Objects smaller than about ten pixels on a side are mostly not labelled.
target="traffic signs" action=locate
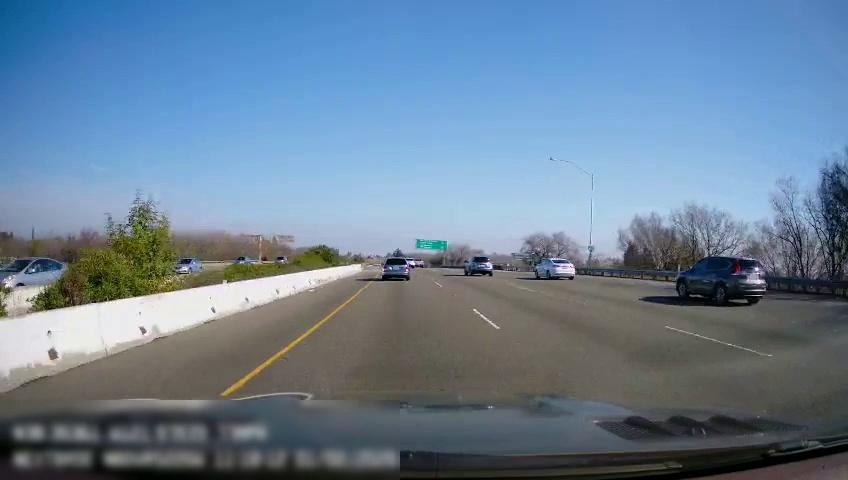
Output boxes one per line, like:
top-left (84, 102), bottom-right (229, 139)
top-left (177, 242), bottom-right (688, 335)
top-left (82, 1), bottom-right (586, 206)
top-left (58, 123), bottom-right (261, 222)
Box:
top-left (417, 240), bottom-right (448, 250)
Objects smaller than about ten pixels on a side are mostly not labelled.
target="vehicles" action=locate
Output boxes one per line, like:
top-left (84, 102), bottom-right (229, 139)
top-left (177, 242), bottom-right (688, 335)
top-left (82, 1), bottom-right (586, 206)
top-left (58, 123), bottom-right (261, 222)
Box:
top-left (274, 256), bottom-right (289, 264)
top-left (406, 258), bottom-right (415, 269)
top-left (381, 258), bottom-right (410, 281)
top-left (176, 258), bottom-right (204, 275)
top-left (0, 257), bottom-right (70, 288)
top-left (463, 255), bottom-right (493, 277)
top-left (232, 256), bottom-right (255, 265)
top-left (674, 256), bottom-right (768, 307)
top-left (535, 258), bottom-right (575, 280)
